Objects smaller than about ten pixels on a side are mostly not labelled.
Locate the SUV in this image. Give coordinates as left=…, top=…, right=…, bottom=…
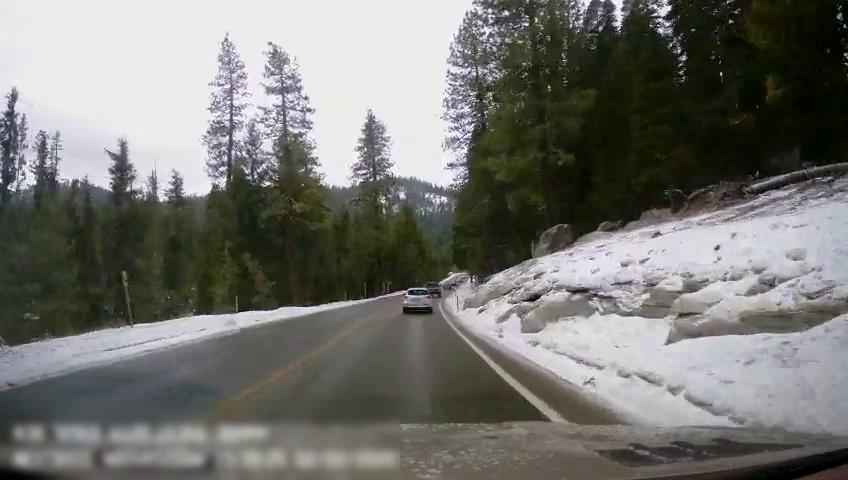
left=402, top=288, right=433, bottom=313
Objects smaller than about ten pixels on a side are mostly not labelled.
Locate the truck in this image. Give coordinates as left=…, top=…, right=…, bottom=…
left=424, top=282, right=442, bottom=298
